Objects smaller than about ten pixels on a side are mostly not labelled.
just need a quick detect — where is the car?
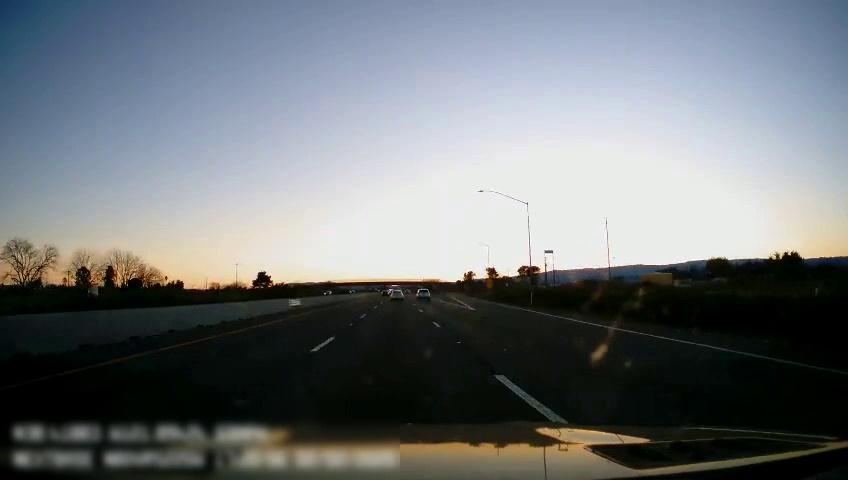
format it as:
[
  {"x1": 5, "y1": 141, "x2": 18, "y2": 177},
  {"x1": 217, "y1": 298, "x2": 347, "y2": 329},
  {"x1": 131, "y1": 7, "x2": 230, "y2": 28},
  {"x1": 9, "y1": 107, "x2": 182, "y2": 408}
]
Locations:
[{"x1": 390, "y1": 289, "x2": 405, "y2": 300}]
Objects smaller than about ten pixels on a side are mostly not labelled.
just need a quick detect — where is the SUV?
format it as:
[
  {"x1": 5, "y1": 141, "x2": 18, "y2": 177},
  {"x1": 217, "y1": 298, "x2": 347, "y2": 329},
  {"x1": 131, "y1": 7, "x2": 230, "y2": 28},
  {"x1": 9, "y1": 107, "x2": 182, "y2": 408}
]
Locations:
[{"x1": 415, "y1": 288, "x2": 431, "y2": 301}]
